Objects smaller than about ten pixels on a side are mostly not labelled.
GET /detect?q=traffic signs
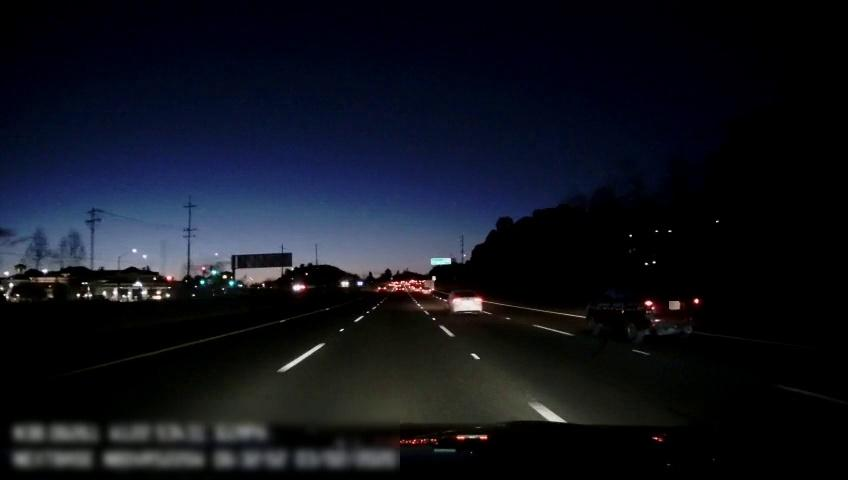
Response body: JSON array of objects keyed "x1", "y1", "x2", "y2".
[{"x1": 430, "y1": 257, "x2": 452, "y2": 265}]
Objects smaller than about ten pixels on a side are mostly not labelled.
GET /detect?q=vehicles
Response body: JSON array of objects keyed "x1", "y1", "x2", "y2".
[
  {"x1": 420, "y1": 280, "x2": 434, "y2": 288},
  {"x1": 586, "y1": 277, "x2": 701, "y2": 348},
  {"x1": 448, "y1": 289, "x2": 483, "y2": 316}
]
